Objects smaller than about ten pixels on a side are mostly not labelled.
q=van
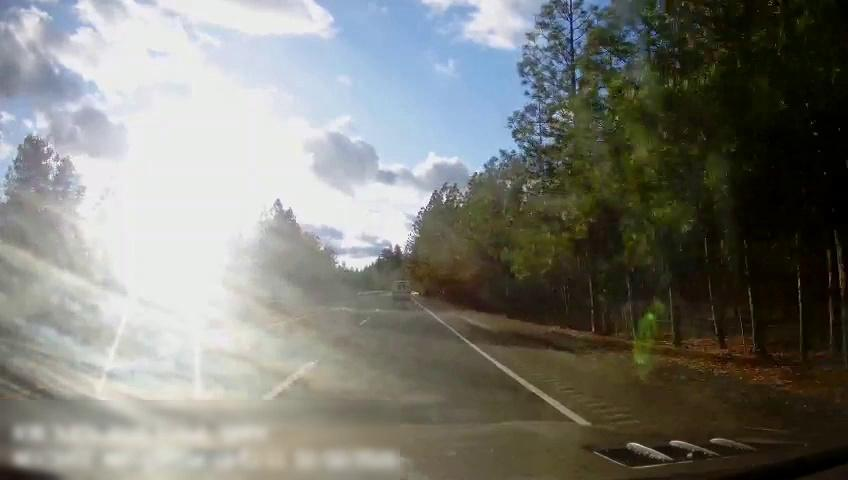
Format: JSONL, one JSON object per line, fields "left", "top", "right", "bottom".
{"left": 391, "top": 281, "right": 412, "bottom": 303}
